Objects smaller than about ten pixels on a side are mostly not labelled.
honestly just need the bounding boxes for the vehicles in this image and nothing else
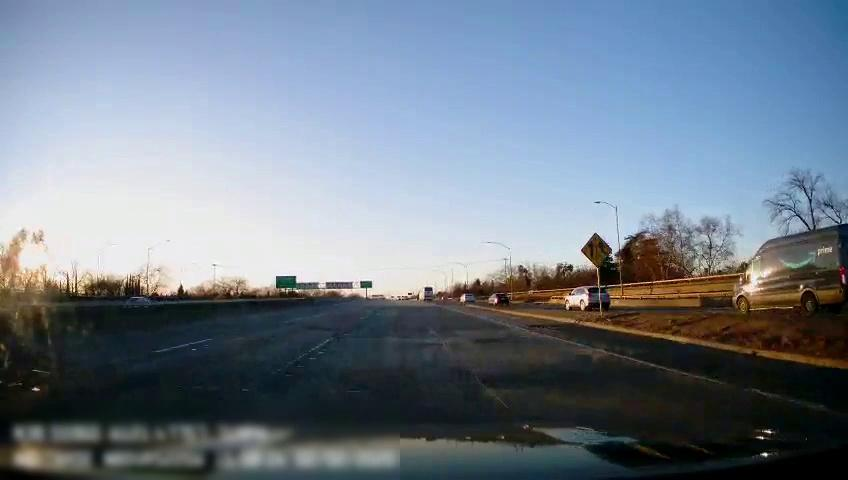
[731,222,848,314]
[126,296,152,306]
[459,293,475,304]
[487,292,510,306]
[418,285,433,302]
[564,285,612,312]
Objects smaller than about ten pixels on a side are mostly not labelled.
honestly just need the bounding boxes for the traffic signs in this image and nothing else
[274,274,297,289]
[579,232,614,269]
[359,280,374,290]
